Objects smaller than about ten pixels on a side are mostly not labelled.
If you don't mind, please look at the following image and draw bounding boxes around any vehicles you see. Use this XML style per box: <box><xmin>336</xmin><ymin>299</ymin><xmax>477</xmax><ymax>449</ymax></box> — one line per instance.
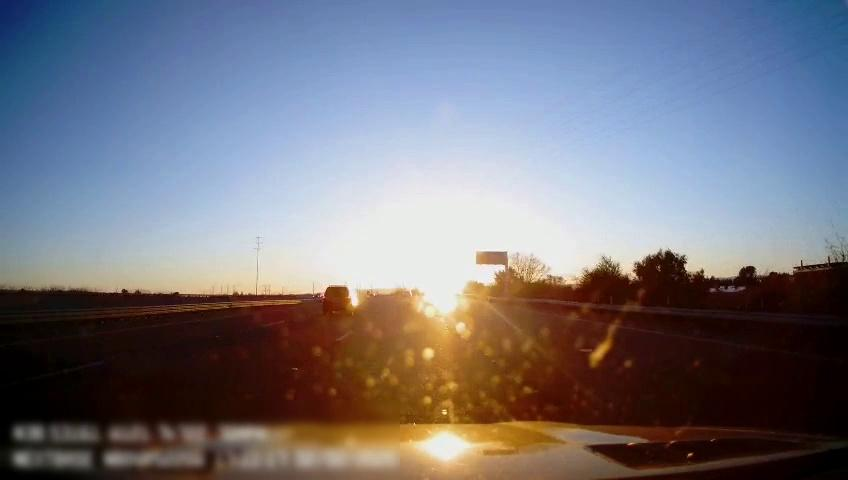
<box><xmin>312</xmin><ymin>293</ymin><xmax>324</xmax><ymax>299</ymax></box>
<box><xmin>322</xmin><ymin>285</ymin><xmax>359</xmax><ymax>316</ymax></box>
